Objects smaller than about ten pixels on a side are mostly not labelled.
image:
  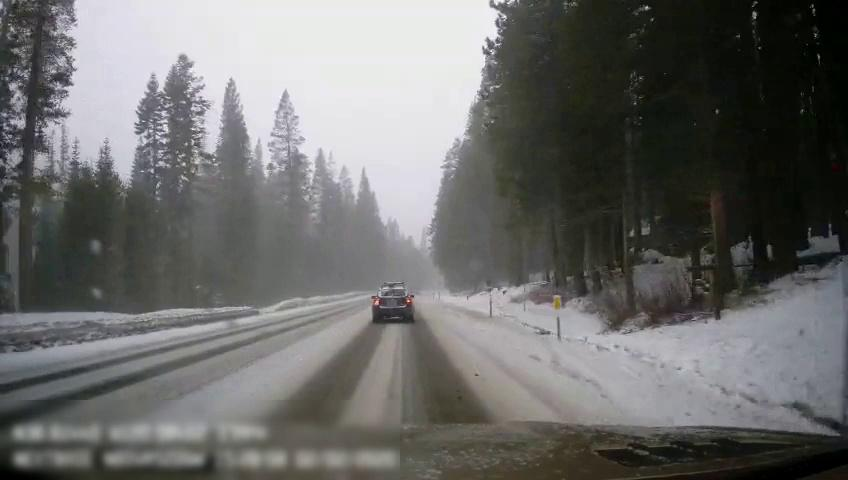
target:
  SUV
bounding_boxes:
[370,280,415,323]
